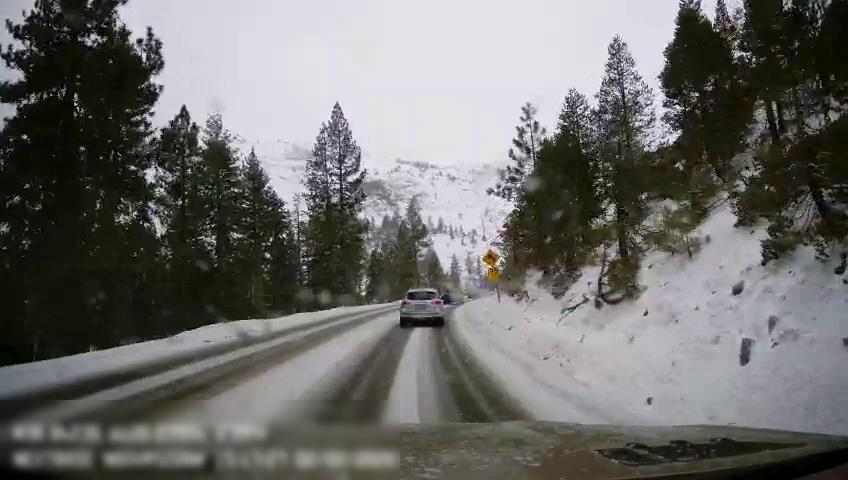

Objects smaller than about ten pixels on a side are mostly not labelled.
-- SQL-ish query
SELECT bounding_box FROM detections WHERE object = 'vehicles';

[400,288,444,327]
[443,287,464,305]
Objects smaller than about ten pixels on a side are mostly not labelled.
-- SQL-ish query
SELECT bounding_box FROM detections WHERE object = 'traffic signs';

[482,249,499,266]
[487,266,500,280]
